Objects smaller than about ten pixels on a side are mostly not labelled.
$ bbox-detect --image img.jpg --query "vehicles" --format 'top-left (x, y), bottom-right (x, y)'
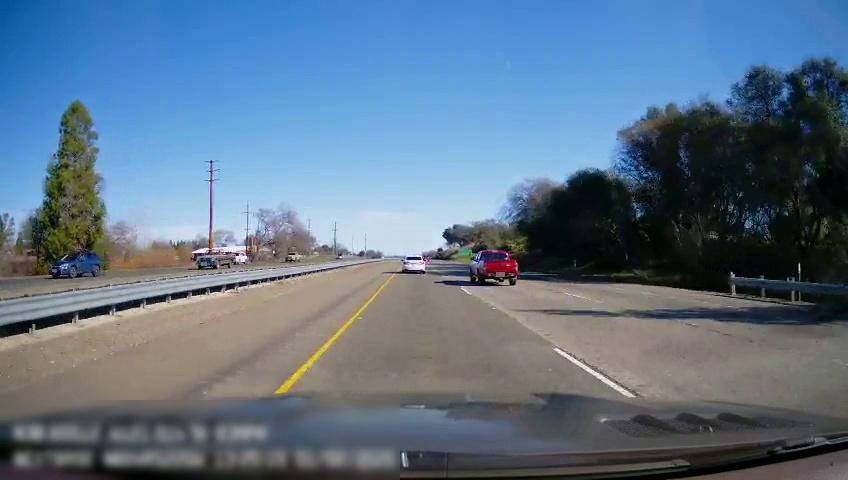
top-left (48, 253), bottom-right (102, 280)
top-left (197, 249), bottom-right (238, 270)
top-left (470, 249), bottom-right (519, 286)
top-left (284, 252), bottom-right (304, 263)
top-left (400, 256), bottom-right (426, 275)
top-left (225, 251), bottom-right (248, 264)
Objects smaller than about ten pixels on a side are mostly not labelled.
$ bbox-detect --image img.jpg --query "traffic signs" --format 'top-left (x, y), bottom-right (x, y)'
top-left (458, 248), bottom-right (472, 256)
